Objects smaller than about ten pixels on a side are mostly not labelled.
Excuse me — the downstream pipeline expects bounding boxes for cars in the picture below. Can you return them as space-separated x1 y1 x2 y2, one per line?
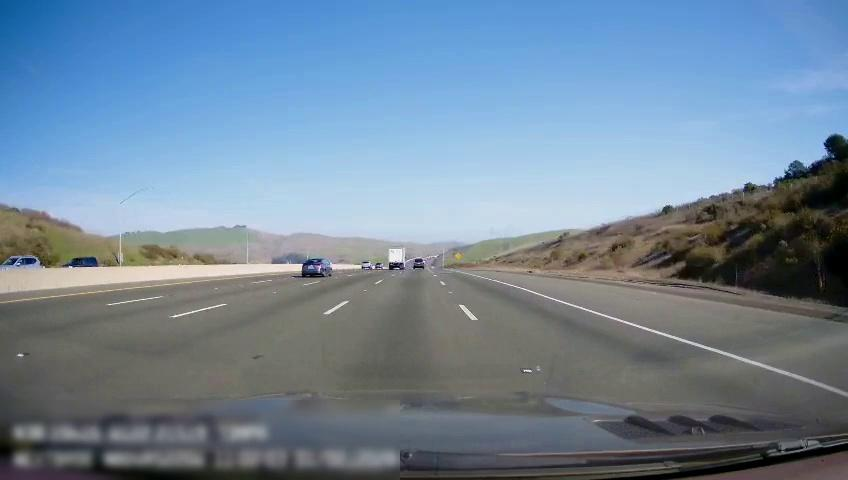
301 257 334 278
360 261 372 271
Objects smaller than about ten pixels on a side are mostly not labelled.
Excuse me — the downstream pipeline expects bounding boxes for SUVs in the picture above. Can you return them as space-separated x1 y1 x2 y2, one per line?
63 256 98 269
0 255 40 269
412 257 426 270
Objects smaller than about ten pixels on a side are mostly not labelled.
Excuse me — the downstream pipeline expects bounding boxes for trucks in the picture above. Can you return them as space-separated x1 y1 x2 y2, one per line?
387 247 406 271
